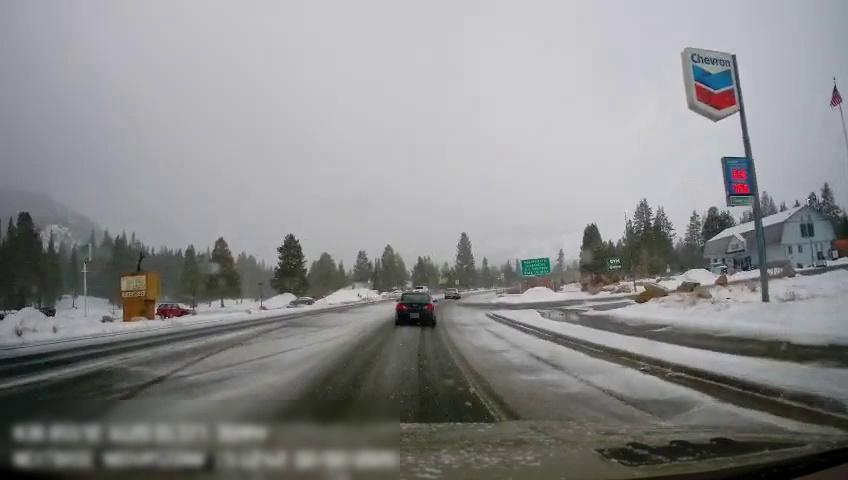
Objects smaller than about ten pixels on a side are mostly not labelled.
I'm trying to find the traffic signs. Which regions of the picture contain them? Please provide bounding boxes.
[519,257,551,279]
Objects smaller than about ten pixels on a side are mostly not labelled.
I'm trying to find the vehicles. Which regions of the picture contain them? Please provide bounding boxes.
[395,292,438,326]
[710,263,729,273]
[444,288,461,299]
[289,297,315,306]
[39,306,56,317]
[156,303,195,319]
[413,286,429,293]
